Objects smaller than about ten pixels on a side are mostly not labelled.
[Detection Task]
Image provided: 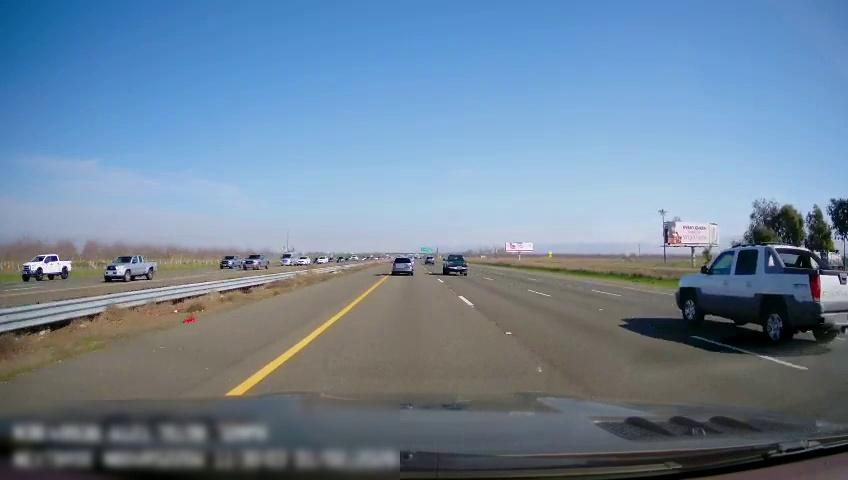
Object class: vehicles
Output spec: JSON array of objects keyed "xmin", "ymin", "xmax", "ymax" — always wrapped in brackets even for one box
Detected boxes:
[
  {"xmin": 443, "ymin": 255, "xmax": 469, "ymax": 276},
  {"xmin": 280, "ymin": 252, "xmax": 304, "ymax": 267},
  {"xmin": 104, "ymin": 256, "xmax": 159, "ymax": 283},
  {"xmin": 242, "ymin": 254, "xmax": 271, "ymax": 270},
  {"xmin": 21, "ymin": 254, "xmax": 72, "ymax": 282},
  {"xmin": 220, "ymin": 255, "xmax": 245, "ymax": 270},
  {"xmin": 674, "ymin": 246, "xmax": 848, "ymax": 346},
  {"xmin": 296, "ymin": 256, "xmax": 312, "ymax": 267},
  {"xmin": 317, "ymin": 256, "xmax": 329, "ymax": 265},
  {"xmin": 336, "ymin": 256, "xmax": 346, "ymax": 264},
  {"xmin": 392, "ymin": 256, "xmax": 414, "ymax": 276}
]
